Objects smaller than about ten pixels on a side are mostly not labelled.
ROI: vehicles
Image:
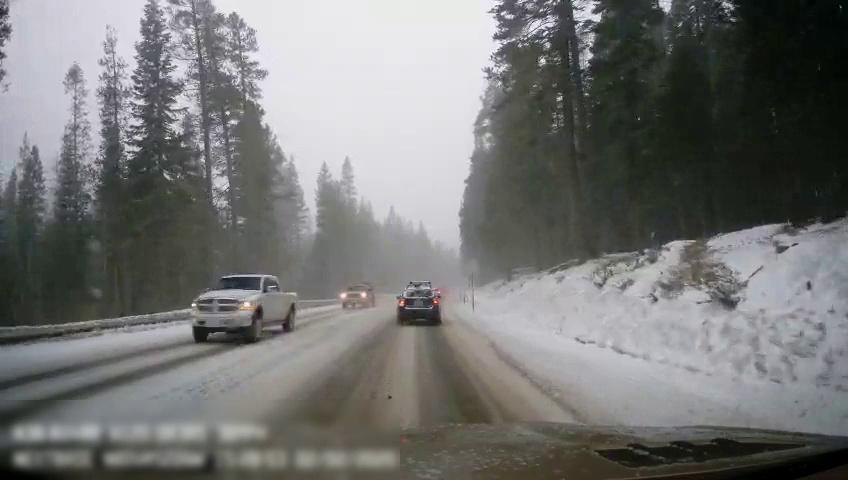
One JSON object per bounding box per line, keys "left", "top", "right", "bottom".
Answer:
{"left": 430, "top": 287, "right": 442, "bottom": 299}
{"left": 190, "top": 274, "right": 298, "bottom": 345}
{"left": 340, "top": 284, "right": 376, "bottom": 309}
{"left": 396, "top": 280, "right": 442, "bottom": 324}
